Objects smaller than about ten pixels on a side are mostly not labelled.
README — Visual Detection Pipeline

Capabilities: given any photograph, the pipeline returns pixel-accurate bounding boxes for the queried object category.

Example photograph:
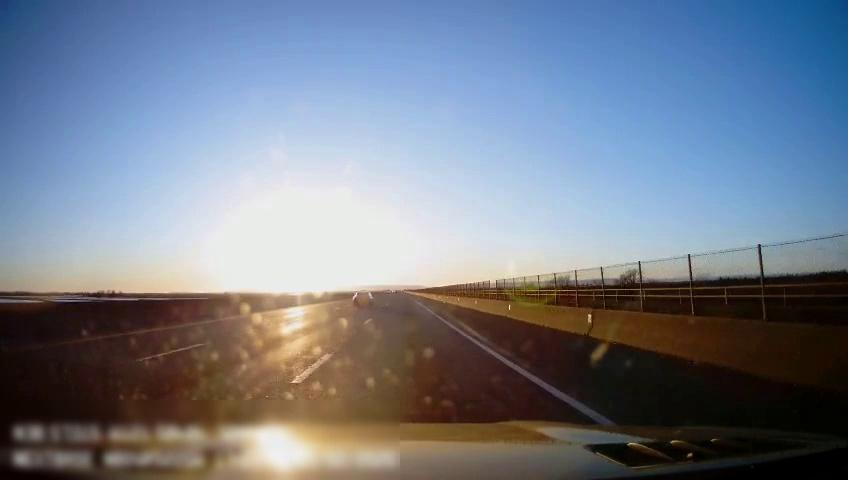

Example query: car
[352,291,374,307]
